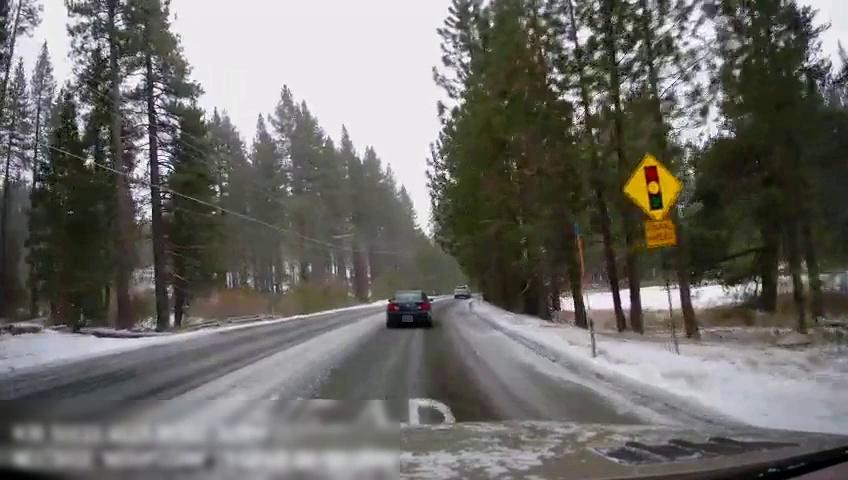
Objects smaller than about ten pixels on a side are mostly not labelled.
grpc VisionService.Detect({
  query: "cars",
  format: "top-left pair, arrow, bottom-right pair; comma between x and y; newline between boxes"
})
385,288 -> 435,328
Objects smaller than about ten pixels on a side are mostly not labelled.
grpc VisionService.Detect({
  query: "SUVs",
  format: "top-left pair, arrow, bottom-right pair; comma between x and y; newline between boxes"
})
454,286 -> 470,299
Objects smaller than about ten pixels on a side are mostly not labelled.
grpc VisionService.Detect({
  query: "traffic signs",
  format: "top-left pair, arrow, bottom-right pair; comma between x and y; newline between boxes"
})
645,221 -> 678,248
623,152 -> 684,221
